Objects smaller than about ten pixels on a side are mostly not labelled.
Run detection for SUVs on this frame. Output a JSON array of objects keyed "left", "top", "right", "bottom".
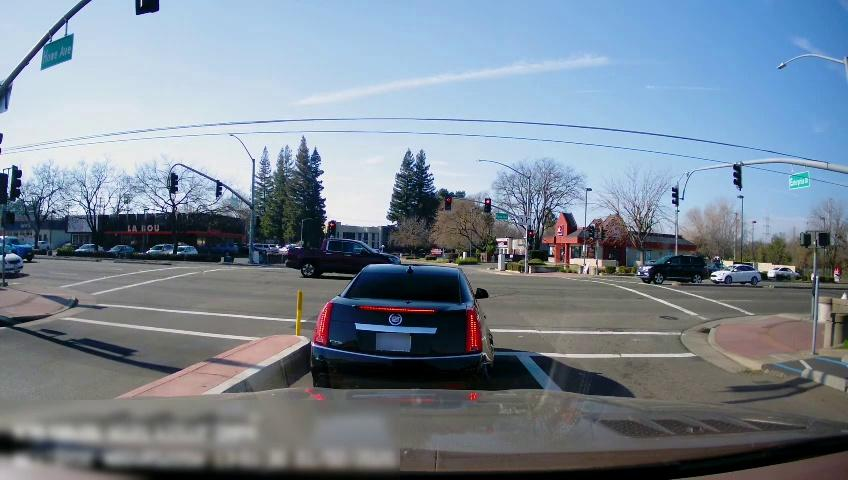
[
  {"left": 0, "top": 236, "right": 34, "bottom": 262},
  {"left": 637, "top": 256, "right": 710, "bottom": 285}
]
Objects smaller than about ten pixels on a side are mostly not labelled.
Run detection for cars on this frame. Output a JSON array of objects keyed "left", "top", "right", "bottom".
[
  {"left": 107, "top": 245, "right": 132, "bottom": 255},
  {"left": 171, "top": 245, "right": 197, "bottom": 257},
  {"left": 0, "top": 247, "right": 24, "bottom": 273},
  {"left": 310, "top": 263, "right": 495, "bottom": 391},
  {"left": 76, "top": 244, "right": 103, "bottom": 254},
  {"left": 145, "top": 245, "right": 172, "bottom": 257},
  {"left": 710, "top": 265, "right": 761, "bottom": 285}
]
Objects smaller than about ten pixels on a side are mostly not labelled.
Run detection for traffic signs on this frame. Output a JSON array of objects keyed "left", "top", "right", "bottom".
[
  {"left": 789, "top": 171, "right": 810, "bottom": 189},
  {"left": 496, "top": 212, "right": 508, "bottom": 219},
  {"left": 40, "top": 33, "right": 74, "bottom": 70}
]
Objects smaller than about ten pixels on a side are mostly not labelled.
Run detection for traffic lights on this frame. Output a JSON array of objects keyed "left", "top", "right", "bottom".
[
  {"left": 600, "top": 225, "right": 606, "bottom": 238},
  {"left": 0, "top": 173, "right": 9, "bottom": 206},
  {"left": 134, "top": 0, "right": 159, "bottom": 16},
  {"left": 799, "top": 232, "right": 814, "bottom": 248},
  {"left": 2, "top": 211, "right": 15, "bottom": 225},
  {"left": 10, "top": 165, "right": 23, "bottom": 203},
  {"left": 214, "top": 179, "right": 223, "bottom": 198},
  {"left": 670, "top": 186, "right": 679, "bottom": 206},
  {"left": 328, "top": 221, "right": 336, "bottom": 235},
  {"left": 527, "top": 228, "right": 534, "bottom": 241},
  {"left": 0, "top": 132, "right": 4, "bottom": 153},
  {"left": 815, "top": 232, "right": 831, "bottom": 247},
  {"left": 169, "top": 173, "right": 178, "bottom": 193},
  {"left": 445, "top": 195, "right": 452, "bottom": 210},
  {"left": 588, "top": 225, "right": 595, "bottom": 238},
  {"left": 732, "top": 162, "right": 742, "bottom": 188},
  {"left": 484, "top": 198, "right": 491, "bottom": 212}
]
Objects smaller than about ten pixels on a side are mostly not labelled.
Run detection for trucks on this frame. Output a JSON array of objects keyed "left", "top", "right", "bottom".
[{"left": 286, "top": 238, "right": 401, "bottom": 278}]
